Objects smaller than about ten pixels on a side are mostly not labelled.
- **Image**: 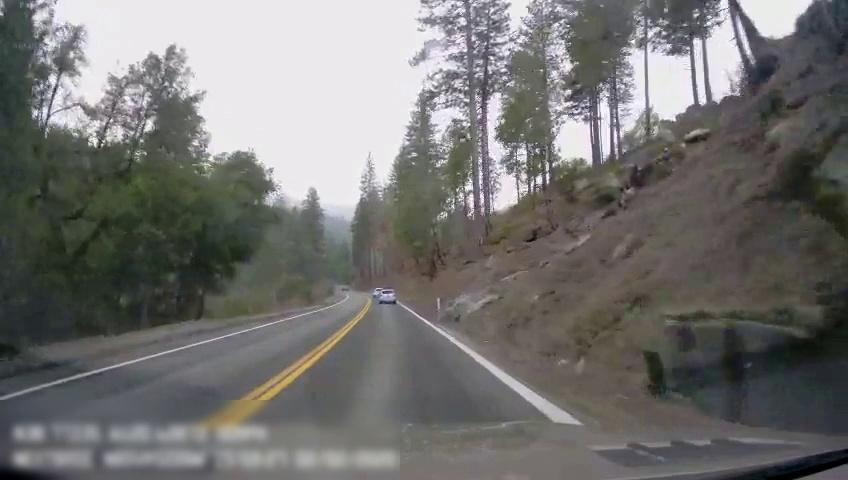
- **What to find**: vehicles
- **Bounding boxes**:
[379,289,396,304]
[373,288,384,298]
